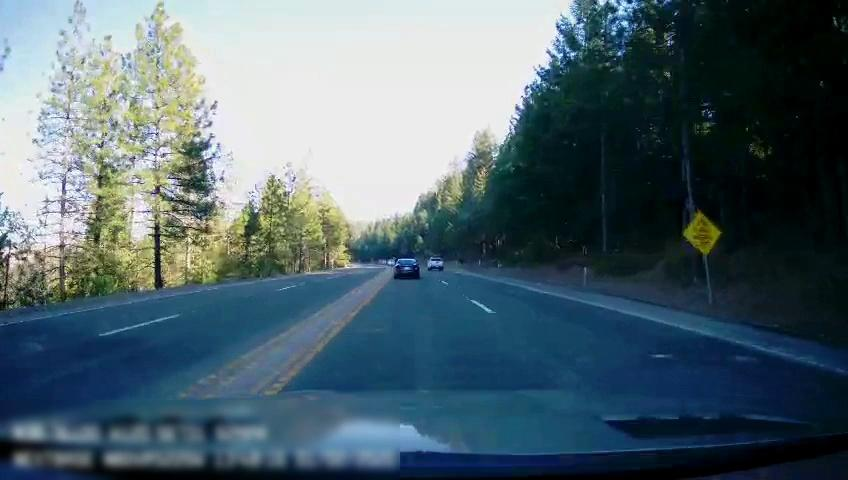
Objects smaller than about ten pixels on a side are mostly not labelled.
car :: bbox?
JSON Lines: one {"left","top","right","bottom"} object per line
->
{"left": 392, "top": 258, "right": 420, "bottom": 282}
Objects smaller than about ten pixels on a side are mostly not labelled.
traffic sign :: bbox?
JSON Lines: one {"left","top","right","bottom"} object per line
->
{"left": 681, "top": 210, "right": 721, "bottom": 255}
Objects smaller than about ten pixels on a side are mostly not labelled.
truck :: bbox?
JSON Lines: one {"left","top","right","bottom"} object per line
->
{"left": 426, "top": 256, "right": 444, "bottom": 272}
